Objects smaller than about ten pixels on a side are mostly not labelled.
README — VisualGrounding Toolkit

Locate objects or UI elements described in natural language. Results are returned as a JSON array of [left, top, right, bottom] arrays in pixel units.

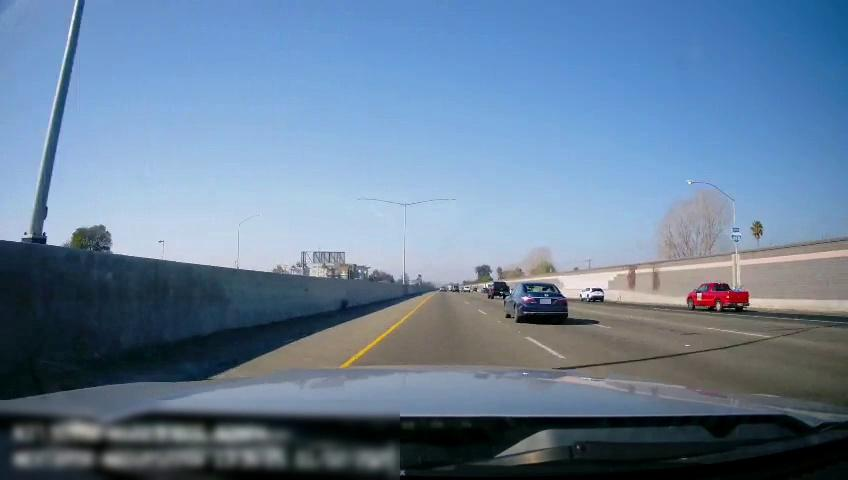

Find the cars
[[504, 282, 569, 324]]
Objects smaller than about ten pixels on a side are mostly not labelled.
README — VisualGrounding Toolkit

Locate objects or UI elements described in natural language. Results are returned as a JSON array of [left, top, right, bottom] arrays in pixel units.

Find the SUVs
[[579, 287, 605, 303]]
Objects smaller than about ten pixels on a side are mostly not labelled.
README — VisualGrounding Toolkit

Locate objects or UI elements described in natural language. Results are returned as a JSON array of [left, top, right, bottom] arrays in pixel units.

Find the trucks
[[687, 282, 750, 313], [487, 281, 510, 299]]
